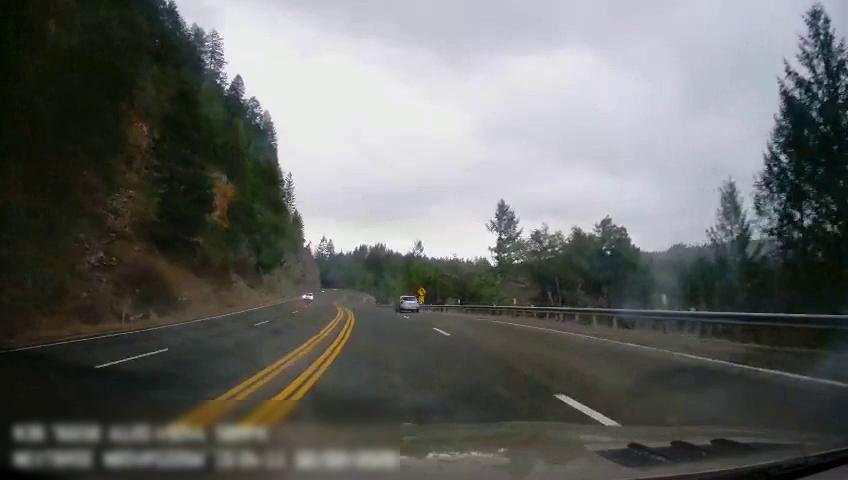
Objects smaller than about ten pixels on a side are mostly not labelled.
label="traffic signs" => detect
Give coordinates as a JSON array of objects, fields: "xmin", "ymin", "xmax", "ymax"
[
  {"xmin": 417, "ymin": 295, "xmax": 425, "ymax": 306},
  {"xmin": 417, "ymin": 286, "xmax": 427, "ymax": 297}
]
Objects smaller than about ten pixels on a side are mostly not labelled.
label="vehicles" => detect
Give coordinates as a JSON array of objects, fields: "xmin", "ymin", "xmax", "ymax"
[
  {"xmin": 395, "ymin": 295, "xmax": 420, "ymax": 314},
  {"xmin": 302, "ymin": 293, "xmax": 314, "ymax": 303}
]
